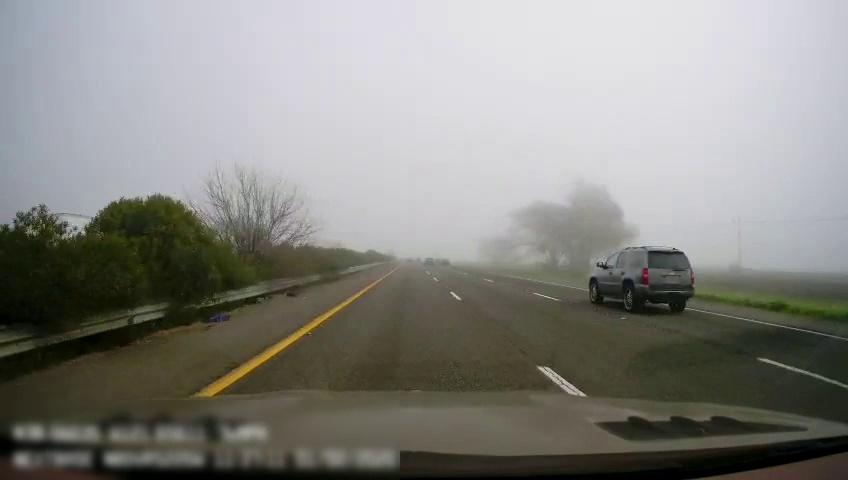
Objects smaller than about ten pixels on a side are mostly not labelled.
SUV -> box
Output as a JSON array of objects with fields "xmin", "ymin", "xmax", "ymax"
[{"xmin": 587, "ymin": 247, "xmax": 695, "ymax": 314}]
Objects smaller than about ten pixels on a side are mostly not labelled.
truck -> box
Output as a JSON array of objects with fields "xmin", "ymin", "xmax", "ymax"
[{"xmin": 55, "ymin": 214, "xmax": 94, "ymax": 238}]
